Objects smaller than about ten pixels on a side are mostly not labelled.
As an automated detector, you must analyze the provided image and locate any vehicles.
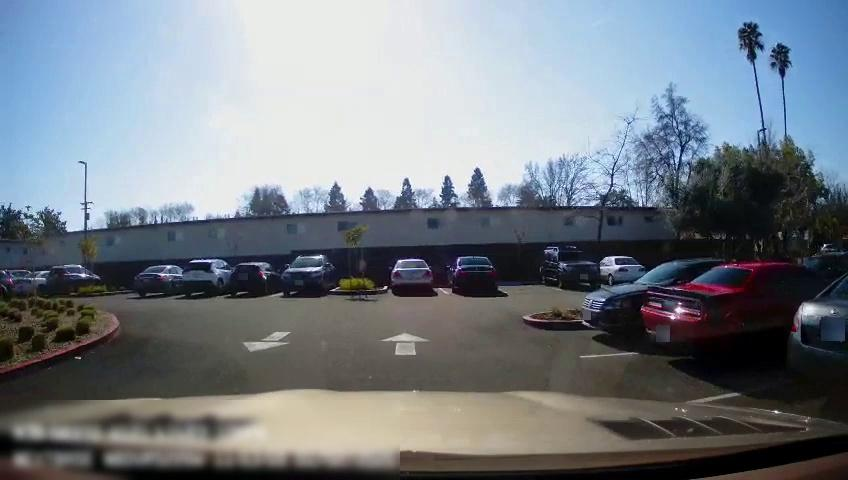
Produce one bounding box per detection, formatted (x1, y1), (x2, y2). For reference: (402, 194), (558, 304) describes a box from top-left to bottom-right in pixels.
(282, 254), (336, 297)
(136, 264), (187, 296)
(182, 259), (234, 297)
(228, 262), (283, 297)
(0, 269), (14, 301)
(12, 270), (51, 294)
(388, 259), (434, 295)
(582, 257), (740, 332)
(796, 250), (848, 278)
(786, 271), (848, 399)
(597, 256), (647, 286)
(445, 256), (498, 294)
(639, 259), (841, 372)
(539, 245), (601, 291)
(46, 264), (103, 295)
